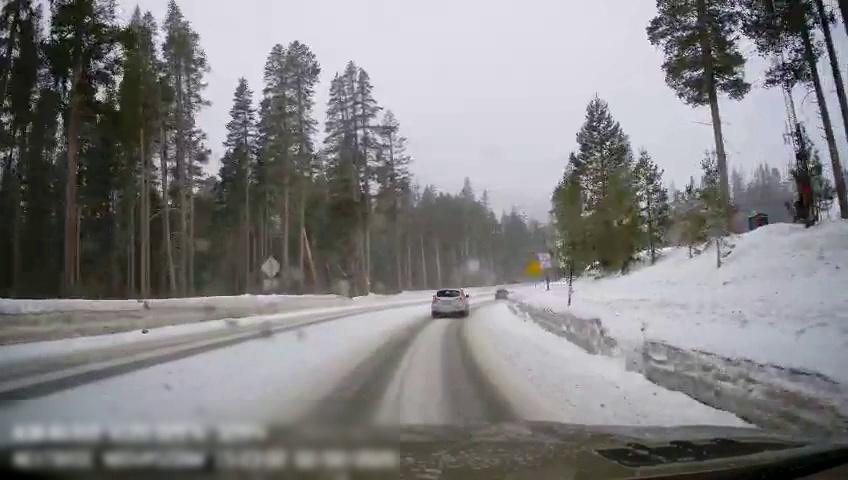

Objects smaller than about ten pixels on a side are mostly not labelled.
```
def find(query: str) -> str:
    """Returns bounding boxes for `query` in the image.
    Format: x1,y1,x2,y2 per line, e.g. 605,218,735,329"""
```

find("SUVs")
431,287,470,318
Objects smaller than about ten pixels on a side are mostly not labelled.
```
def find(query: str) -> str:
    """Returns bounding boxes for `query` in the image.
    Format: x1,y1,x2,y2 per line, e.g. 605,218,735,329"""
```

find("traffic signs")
260,255,282,279
262,279,283,291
